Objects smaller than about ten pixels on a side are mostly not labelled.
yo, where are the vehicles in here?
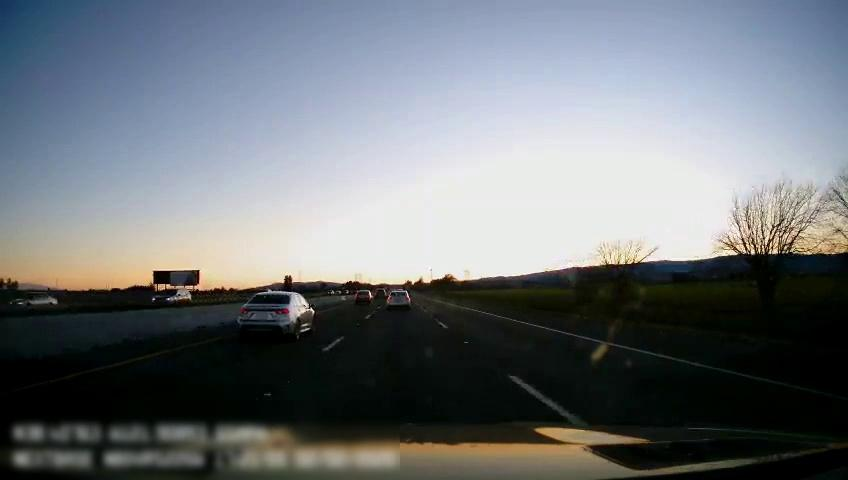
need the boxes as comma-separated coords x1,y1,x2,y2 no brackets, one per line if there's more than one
151,287,192,304
11,290,59,308
354,289,373,305
235,291,320,342
385,290,412,310
373,288,387,300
